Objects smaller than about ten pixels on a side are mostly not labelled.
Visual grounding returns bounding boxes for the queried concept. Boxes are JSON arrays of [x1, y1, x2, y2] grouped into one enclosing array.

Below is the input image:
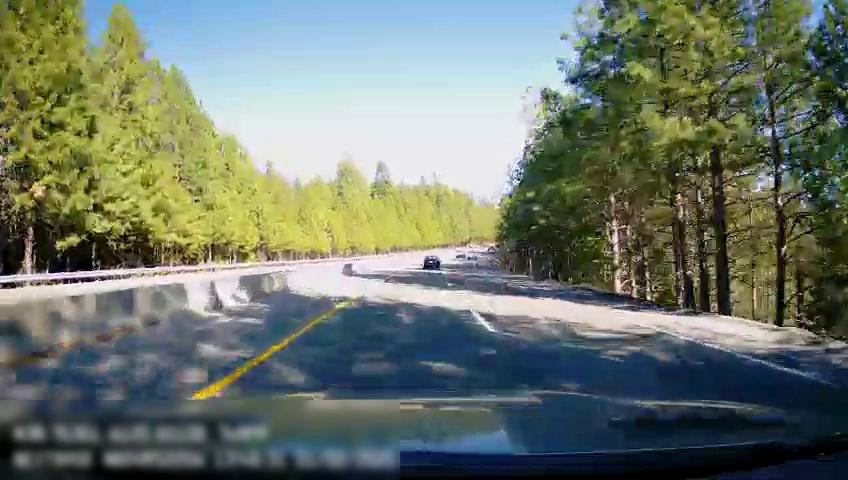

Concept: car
[[422, 255, 442, 271]]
